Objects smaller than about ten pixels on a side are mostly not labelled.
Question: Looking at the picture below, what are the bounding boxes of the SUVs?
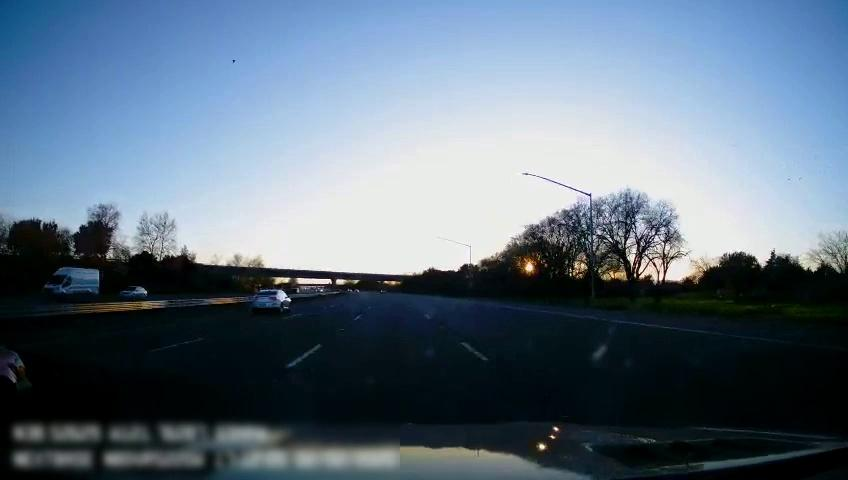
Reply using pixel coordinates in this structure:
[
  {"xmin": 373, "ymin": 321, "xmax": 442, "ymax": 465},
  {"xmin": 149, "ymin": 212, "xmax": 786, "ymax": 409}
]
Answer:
[{"xmin": 0, "ymin": 345, "xmax": 32, "ymax": 445}]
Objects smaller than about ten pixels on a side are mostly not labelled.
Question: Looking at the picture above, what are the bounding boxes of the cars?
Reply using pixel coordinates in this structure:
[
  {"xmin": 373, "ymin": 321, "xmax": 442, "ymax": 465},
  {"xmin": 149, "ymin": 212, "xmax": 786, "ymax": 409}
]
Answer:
[
  {"xmin": 119, "ymin": 286, "xmax": 148, "ymax": 302},
  {"xmin": 251, "ymin": 289, "xmax": 292, "ymax": 315}
]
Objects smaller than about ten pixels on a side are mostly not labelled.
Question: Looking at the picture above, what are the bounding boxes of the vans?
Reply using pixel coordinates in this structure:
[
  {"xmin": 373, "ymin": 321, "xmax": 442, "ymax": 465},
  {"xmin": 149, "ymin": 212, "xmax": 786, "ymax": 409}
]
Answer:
[{"xmin": 42, "ymin": 267, "xmax": 100, "ymax": 302}]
